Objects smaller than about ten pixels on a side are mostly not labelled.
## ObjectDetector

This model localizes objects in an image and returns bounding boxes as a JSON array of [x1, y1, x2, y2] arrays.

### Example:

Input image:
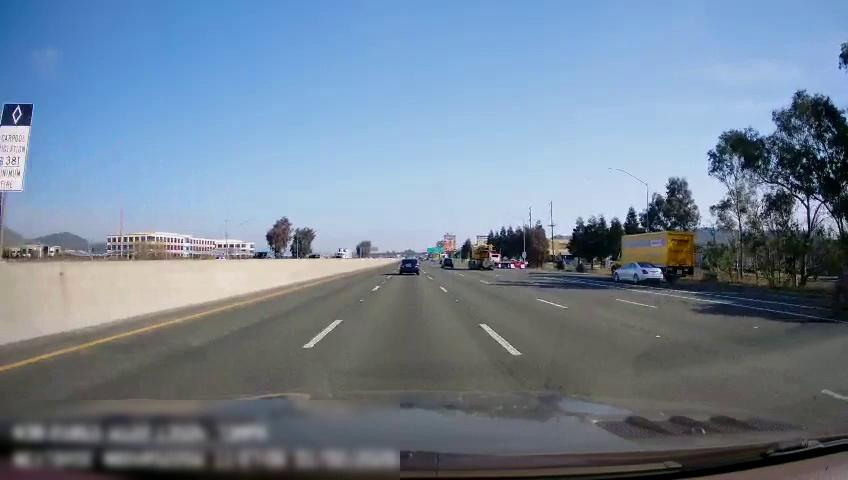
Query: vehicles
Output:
[[440, 259, 454, 269], [467, 244, 495, 271], [335, 248, 353, 259], [491, 253, 528, 270], [399, 259, 419, 275], [610, 231, 698, 284], [611, 261, 663, 287]]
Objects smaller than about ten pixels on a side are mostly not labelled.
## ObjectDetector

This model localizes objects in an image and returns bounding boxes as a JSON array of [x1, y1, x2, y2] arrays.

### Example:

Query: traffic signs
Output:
[[0, 102, 34, 194], [426, 246, 444, 254]]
